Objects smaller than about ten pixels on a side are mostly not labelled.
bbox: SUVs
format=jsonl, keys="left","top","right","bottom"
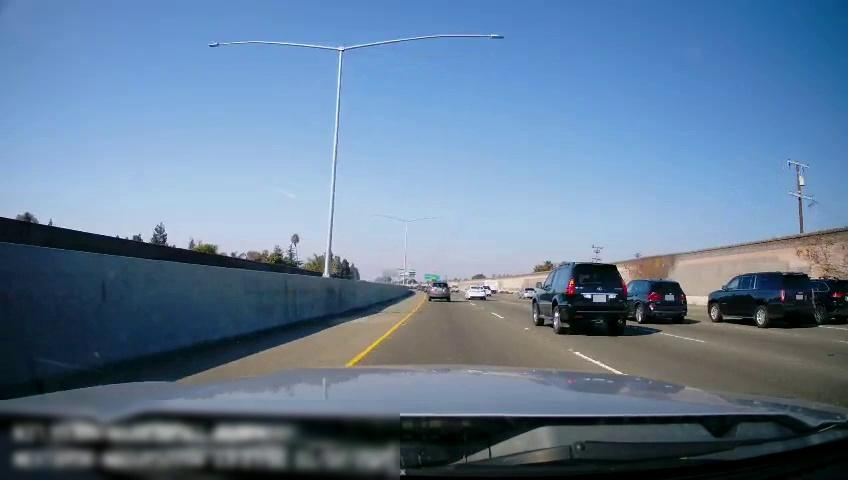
{"left": 707, "top": 271, "right": 816, "bottom": 329}
{"left": 624, "top": 278, "right": 688, "bottom": 324}
{"left": 427, "top": 281, "right": 451, "bottom": 303}
{"left": 809, "top": 279, "right": 848, "bottom": 326}
{"left": 531, "top": 261, "right": 629, "bottom": 335}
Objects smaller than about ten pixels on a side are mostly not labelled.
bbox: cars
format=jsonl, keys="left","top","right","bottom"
{"left": 518, "top": 287, "right": 537, "bottom": 300}
{"left": 481, "top": 285, "right": 492, "bottom": 297}
{"left": 465, "top": 284, "right": 487, "bottom": 301}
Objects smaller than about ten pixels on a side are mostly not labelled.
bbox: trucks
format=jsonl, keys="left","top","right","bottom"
{"left": 484, "top": 280, "right": 498, "bottom": 294}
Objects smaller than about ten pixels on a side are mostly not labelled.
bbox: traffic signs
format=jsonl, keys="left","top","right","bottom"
{"left": 399, "top": 268, "right": 416, "bottom": 278}
{"left": 424, "top": 273, "right": 440, "bottom": 280}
